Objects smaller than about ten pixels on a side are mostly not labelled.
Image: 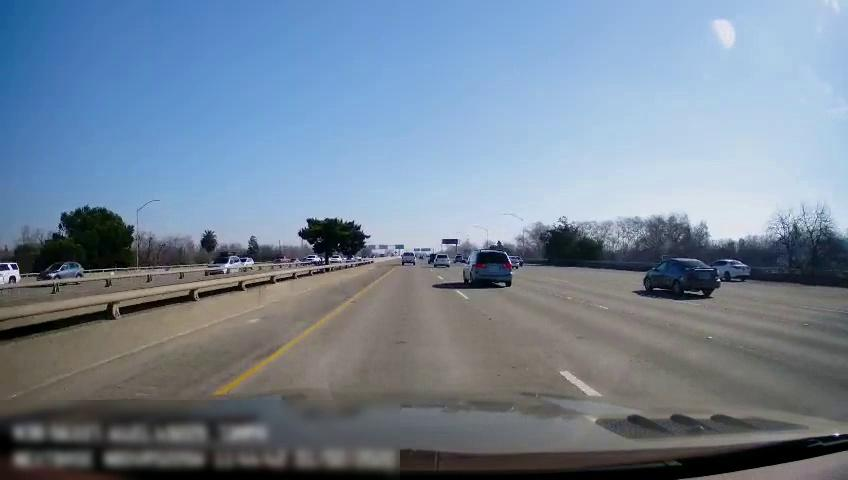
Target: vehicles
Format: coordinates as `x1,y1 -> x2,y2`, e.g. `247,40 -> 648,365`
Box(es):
505,255 -> 520,270
330,254 -> 343,264
311,257 -> 326,265
0,262 -> 22,290
433,253 -> 451,268
709,258 -> 752,282
273,256 -> 291,265
643,257 -> 722,298
38,261 -> 85,288
238,257 -> 256,272
461,249 -> 514,288
427,253 -> 437,265
204,251 -> 243,277
305,254 -> 320,265
401,251 -> 416,266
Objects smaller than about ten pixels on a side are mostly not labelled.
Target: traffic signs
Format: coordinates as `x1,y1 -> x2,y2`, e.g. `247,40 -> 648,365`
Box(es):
378,244 -> 389,250
421,247 -> 432,252
394,244 -> 405,250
